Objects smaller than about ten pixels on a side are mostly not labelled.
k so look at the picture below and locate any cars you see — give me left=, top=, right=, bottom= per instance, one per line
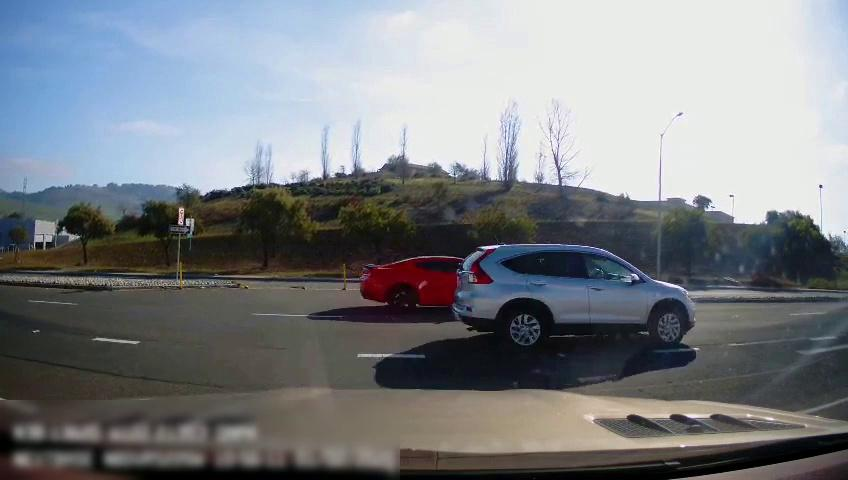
left=358, top=256, right=465, bottom=306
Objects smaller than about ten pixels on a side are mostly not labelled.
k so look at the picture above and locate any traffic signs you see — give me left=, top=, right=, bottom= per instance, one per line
left=169, top=226, right=188, bottom=234
left=177, top=207, right=184, bottom=226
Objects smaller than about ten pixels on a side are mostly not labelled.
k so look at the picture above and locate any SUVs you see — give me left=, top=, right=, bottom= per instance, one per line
left=451, top=243, right=698, bottom=351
